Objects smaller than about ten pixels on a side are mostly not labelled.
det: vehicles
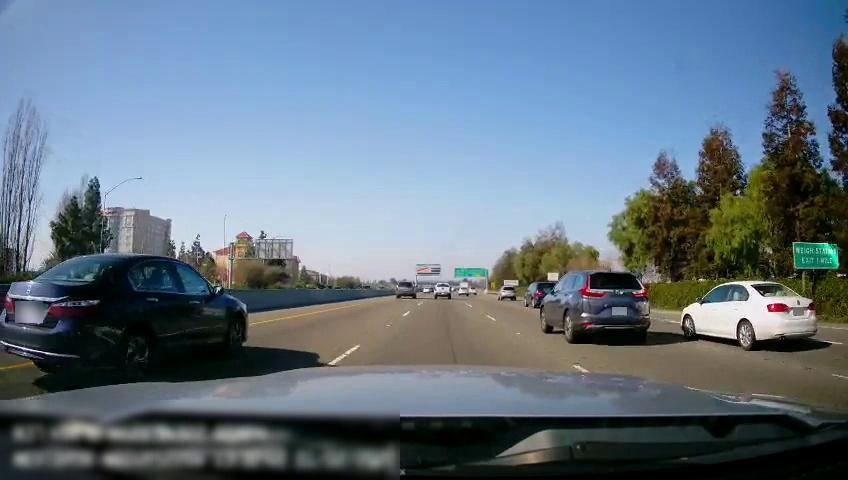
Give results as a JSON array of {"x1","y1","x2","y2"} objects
[
  {"x1": 395, "y1": 281, "x2": 418, "y2": 300},
  {"x1": 0, "y1": 252, "x2": 247, "y2": 380},
  {"x1": 497, "y1": 286, "x2": 518, "y2": 301},
  {"x1": 458, "y1": 286, "x2": 470, "y2": 296},
  {"x1": 524, "y1": 282, "x2": 557, "y2": 308},
  {"x1": 433, "y1": 283, "x2": 452, "y2": 299},
  {"x1": 540, "y1": 271, "x2": 652, "y2": 343},
  {"x1": 679, "y1": 281, "x2": 819, "y2": 352},
  {"x1": 469, "y1": 287, "x2": 478, "y2": 296}
]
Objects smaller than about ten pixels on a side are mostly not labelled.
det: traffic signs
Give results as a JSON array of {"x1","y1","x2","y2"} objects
[
  {"x1": 467, "y1": 268, "x2": 486, "y2": 278},
  {"x1": 454, "y1": 267, "x2": 467, "y2": 278},
  {"x1": 792, "y1": 241, "x2": 840, "y2": 270}
]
